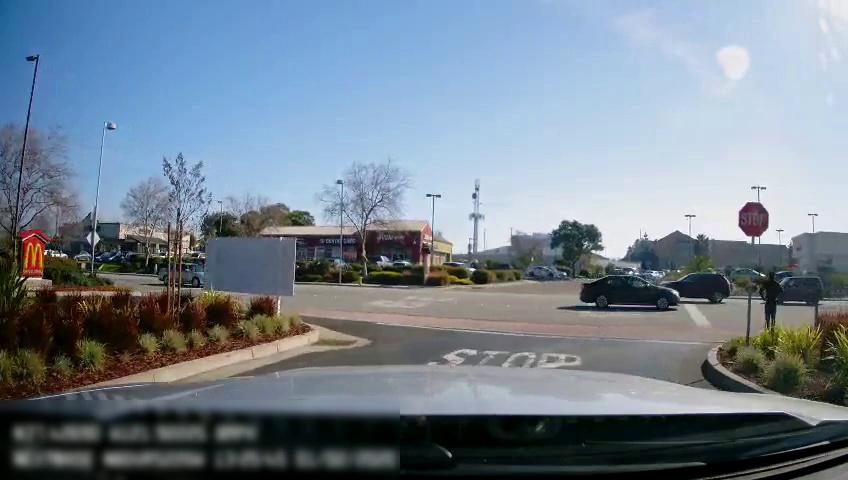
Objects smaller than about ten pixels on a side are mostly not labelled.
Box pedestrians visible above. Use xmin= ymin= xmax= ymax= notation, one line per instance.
xmin=759 ymin=271 xmax=784 ymax=332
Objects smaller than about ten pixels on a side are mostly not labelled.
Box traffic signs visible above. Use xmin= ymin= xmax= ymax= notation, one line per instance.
xmin=738 ymin=201 xmax=769 ymax=237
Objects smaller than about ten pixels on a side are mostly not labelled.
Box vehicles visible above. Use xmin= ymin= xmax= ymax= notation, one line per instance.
xmin=158 ymin=262 xmax=215 ymax=288
xmin=645 ymin=270 xmax=662 ymax=281
xmin=657 ymin=272 xmax=731 ymax=305
xmin=607 ymin=267 xmax=647 ymax=280
xmin=579 ymin=275 xmax=681 ymax=312
xmin=761 ymin=276 xmax=825 ymax=307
